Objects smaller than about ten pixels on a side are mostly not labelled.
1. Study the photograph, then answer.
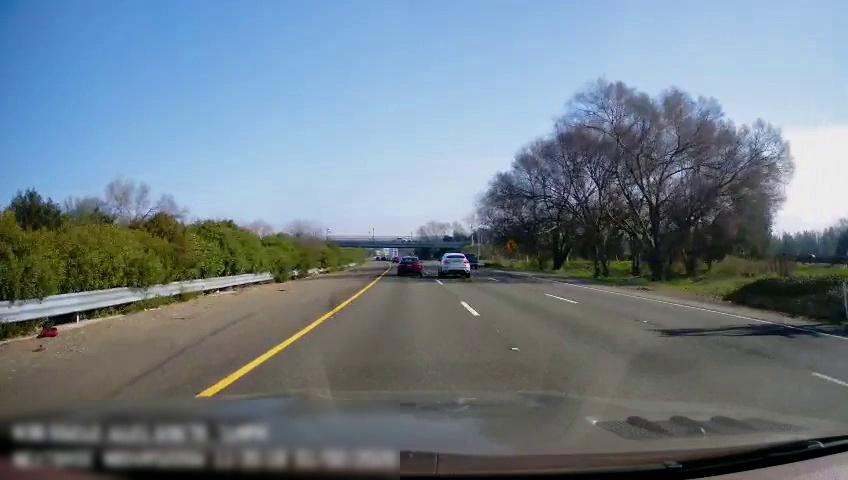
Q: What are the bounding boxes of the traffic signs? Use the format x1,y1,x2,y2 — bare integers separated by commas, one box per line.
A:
503,238,517,254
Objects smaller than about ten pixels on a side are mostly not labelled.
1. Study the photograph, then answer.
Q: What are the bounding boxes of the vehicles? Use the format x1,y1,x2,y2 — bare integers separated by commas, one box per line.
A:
397,258,423,278
435,252,471,280
464,253,479,270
